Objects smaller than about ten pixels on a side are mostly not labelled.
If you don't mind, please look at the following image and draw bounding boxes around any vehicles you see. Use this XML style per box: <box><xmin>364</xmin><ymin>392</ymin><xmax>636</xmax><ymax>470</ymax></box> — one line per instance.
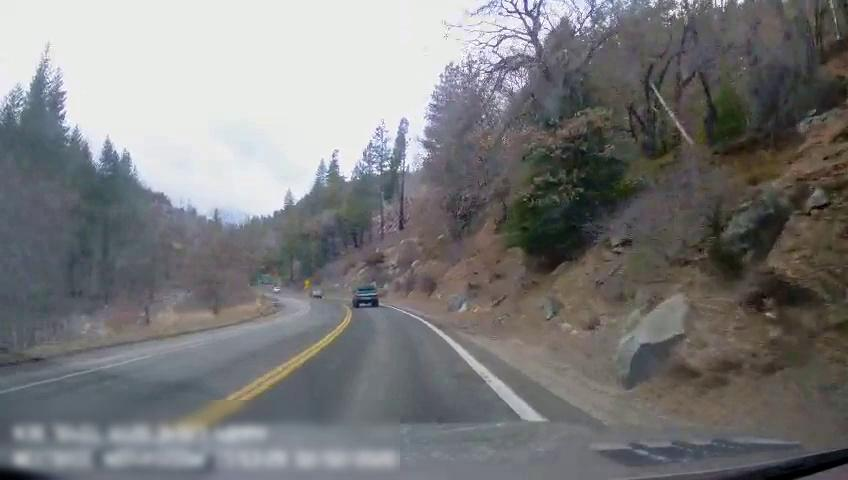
<box><xmin>312</xmin><ymin>289</ymin><xmax>324</xmax><ymax>299</ymax></box>
<box><xmin>352</xmin><ymin>284</ymin><xmax>380</xmax><ymax>308</ymax></box>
